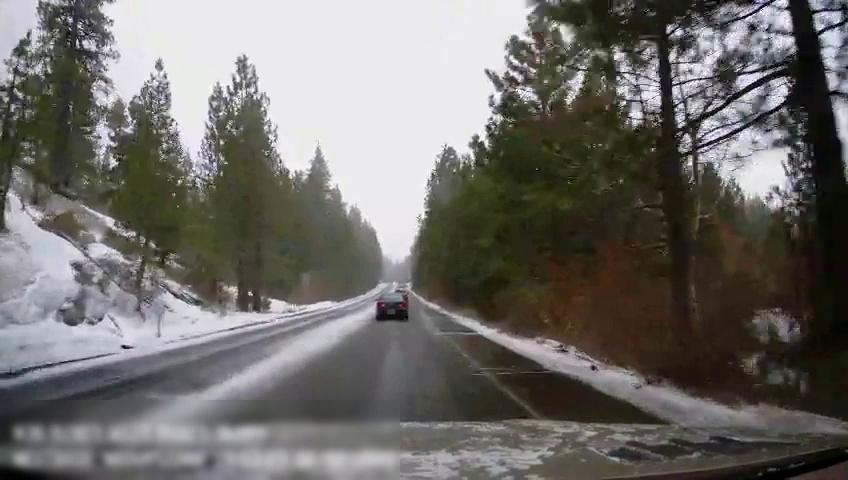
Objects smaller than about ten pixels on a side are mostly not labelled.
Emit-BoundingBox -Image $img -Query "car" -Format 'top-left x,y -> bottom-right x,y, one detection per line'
374,289 -> 409,320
